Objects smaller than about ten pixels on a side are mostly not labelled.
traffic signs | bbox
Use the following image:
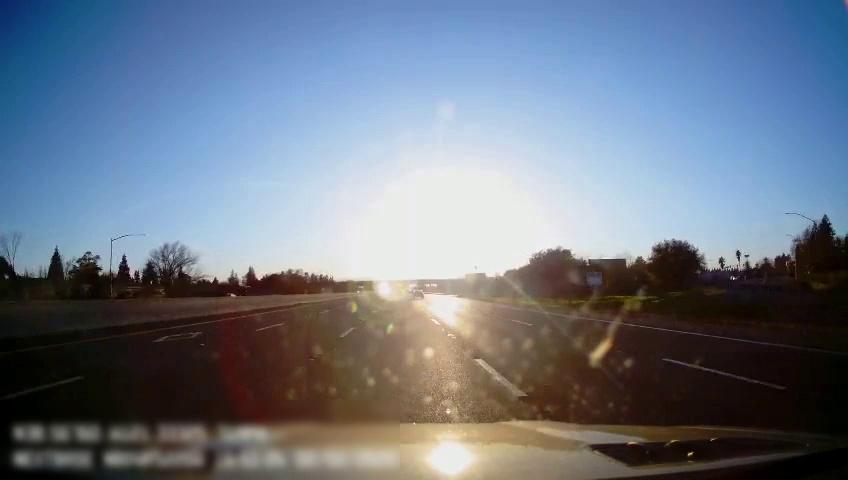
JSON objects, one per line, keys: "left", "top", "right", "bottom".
{"left": 586, "top": 272, "right": 603, "bottom": 287}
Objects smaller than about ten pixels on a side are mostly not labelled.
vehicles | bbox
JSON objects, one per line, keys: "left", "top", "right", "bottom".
{"left": 221, "top": 292, "right": 238, "bottom": 297}
{"left": 412, "top": 289, "right": 425, "bottom": 300}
